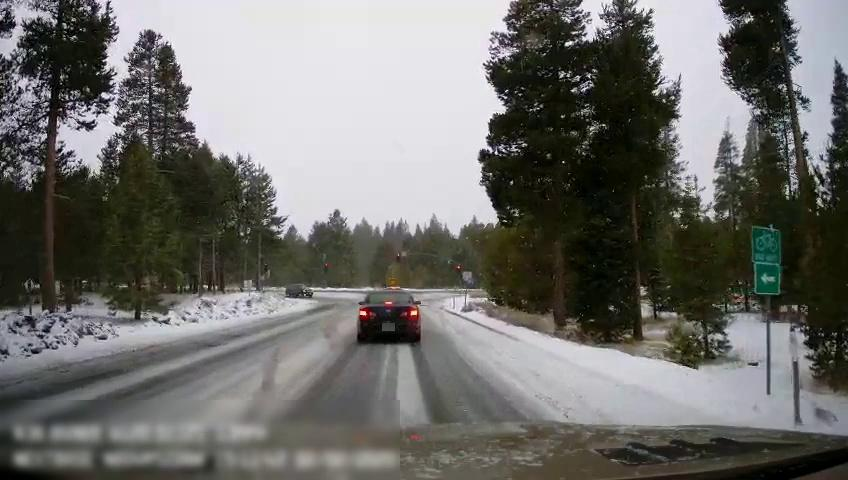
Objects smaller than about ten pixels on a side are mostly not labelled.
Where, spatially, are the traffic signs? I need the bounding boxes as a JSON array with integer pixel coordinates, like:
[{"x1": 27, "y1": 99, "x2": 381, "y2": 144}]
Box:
[
  {"x1": 751, "y1": 226, "x2": 781, "y2": 264},
  {"x1": 754, "y1": 264, "x2": 781, "y2": 295}
]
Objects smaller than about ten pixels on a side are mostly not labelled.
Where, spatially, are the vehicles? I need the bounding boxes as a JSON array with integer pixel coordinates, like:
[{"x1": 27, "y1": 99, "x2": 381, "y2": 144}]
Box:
[
  {"x1": 385, "y1": 287, "x2": 403, "y2": 291},
  {"x1": 357, "y1": 290, "x2": 422, "y2": 343},
  {"x1": 285, "y1": 284, "x2": 314, "y2": 298}
]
